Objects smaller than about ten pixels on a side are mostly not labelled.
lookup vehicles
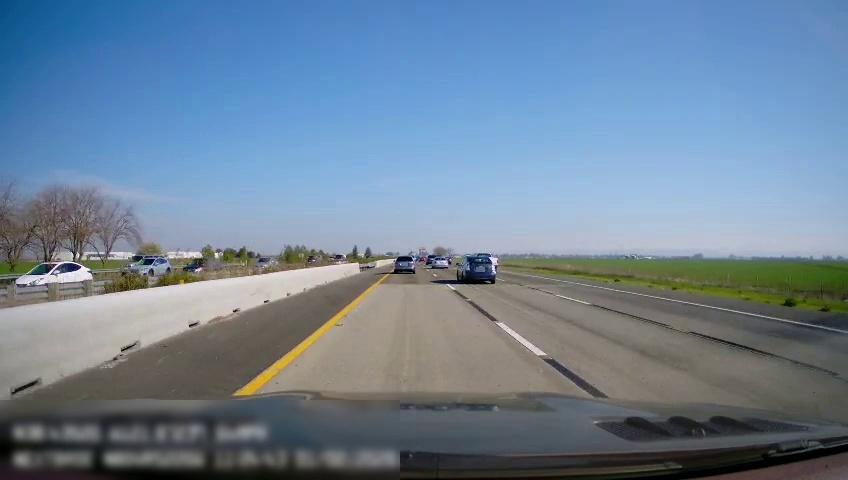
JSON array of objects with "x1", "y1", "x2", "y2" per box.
[
  {"x1": 128, "y1": 257, "x2": 173, "y2": 277},
  {"x1": 183, "y1": 256, "x2": 225, "y2": 274},
  {"x1": 120, "y1": 255, "x2": 166, "y2": 276},
  {"x1": 431, "y1": 256, "x2": 449, "y2": 269},
  {"x1": 455, "y1": 255, "x2": 497, "y2": 285},
  {"x1": 15, "y1": 261, "x2": 94, "y2": 287},
  {"x1": 393, "y1": 254, "x2": 416, "y2": 274},
  {"x1": 425, "y1": 255, "x2": 436, "y2": 266},
  {"x1": 255, "y1": 256, "x2": 279, "y2": 268},
  {"x1": 477, "y1": 252, "x2": 499, "y2": 270}
]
